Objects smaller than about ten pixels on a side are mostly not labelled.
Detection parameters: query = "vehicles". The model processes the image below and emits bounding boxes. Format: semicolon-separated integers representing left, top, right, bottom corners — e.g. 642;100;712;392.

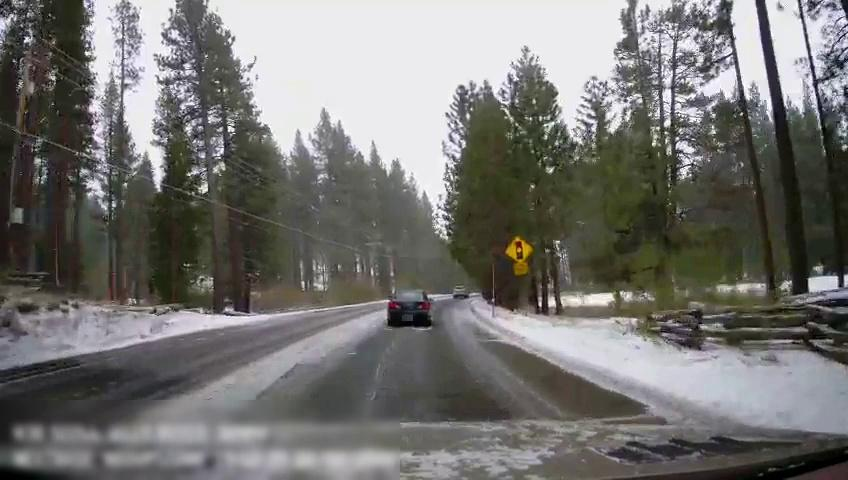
452;286;468;299
387;291;433;328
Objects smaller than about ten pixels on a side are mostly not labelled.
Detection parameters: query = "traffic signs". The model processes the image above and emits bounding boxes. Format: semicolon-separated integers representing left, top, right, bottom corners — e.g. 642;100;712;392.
513;262;529;277
505;236;534;263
